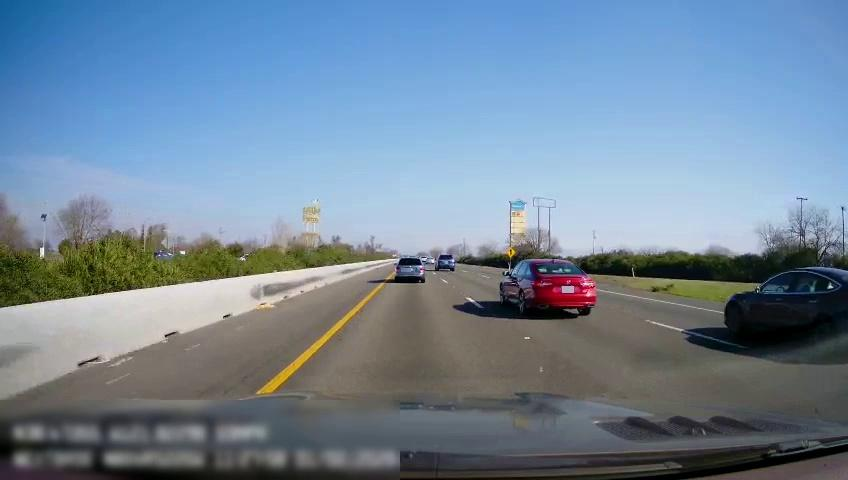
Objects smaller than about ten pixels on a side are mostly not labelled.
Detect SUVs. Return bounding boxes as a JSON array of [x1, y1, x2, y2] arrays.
[[394, 255, 425, 283], [436, 255, 456, 272]]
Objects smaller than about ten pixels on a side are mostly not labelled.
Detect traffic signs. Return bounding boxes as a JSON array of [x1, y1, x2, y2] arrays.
[[505, 246, 516, 259]]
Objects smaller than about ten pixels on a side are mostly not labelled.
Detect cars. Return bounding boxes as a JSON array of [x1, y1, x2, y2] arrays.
[[498, 258, 597, 319], [723, 266, 848, 344]]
